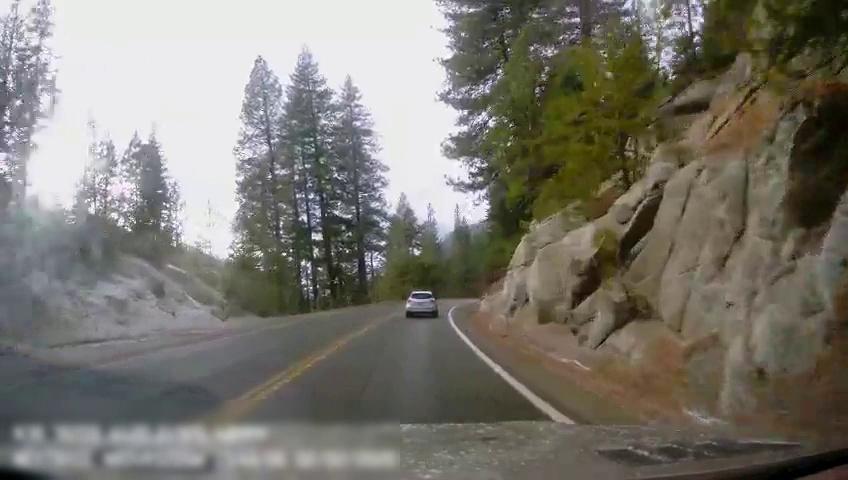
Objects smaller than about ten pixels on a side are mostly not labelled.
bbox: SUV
[405,290,439,318]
